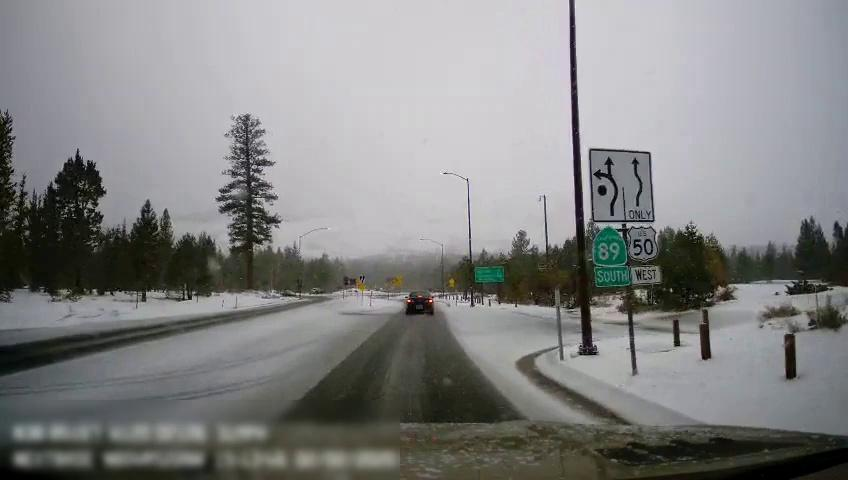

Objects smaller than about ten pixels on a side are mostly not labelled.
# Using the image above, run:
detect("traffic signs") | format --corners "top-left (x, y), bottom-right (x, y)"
top-left (631, 266), bottom-right (662, 285)
top-left (592, 226), bottom-right (628, 267)
top-left (474, 266), bottom-right (505, 284)
top-left (587, 147), bottom-right (656, 223)
top-left (628, 225), bottom-right (658, 261)
top-left (593, 267), bottom-right (630, 288)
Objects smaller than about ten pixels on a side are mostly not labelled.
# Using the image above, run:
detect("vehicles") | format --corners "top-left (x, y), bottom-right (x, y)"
top-left (404, 291), bottom-right (435, 314)
top-left (280, 290), bottom-right (296, 297)
top-left (310, 288), bottom-right (321, 295)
